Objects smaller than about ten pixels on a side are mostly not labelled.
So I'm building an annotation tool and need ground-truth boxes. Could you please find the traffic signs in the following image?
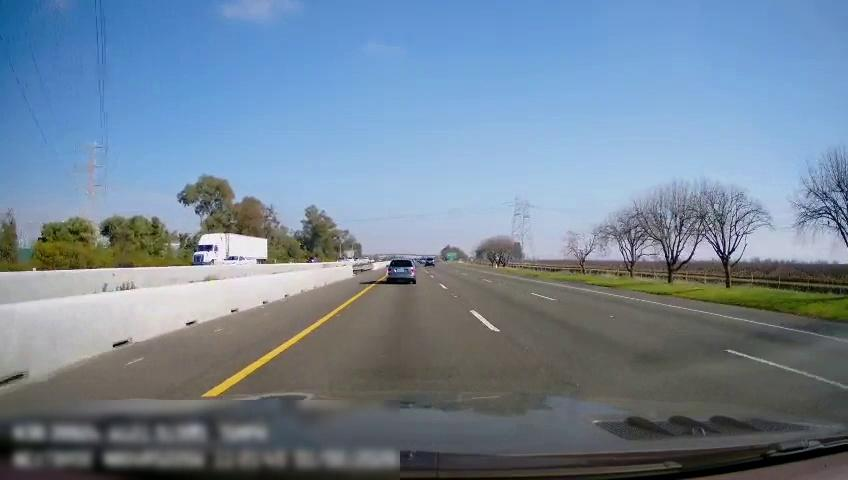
[446,252,457,259]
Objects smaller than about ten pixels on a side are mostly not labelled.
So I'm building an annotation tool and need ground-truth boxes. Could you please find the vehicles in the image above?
[191,232,268,266]
[305,256,322,264]
[424,256,436,267]
[385,260,417,285]
[220,255,250,266]
[335,256,349,263]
